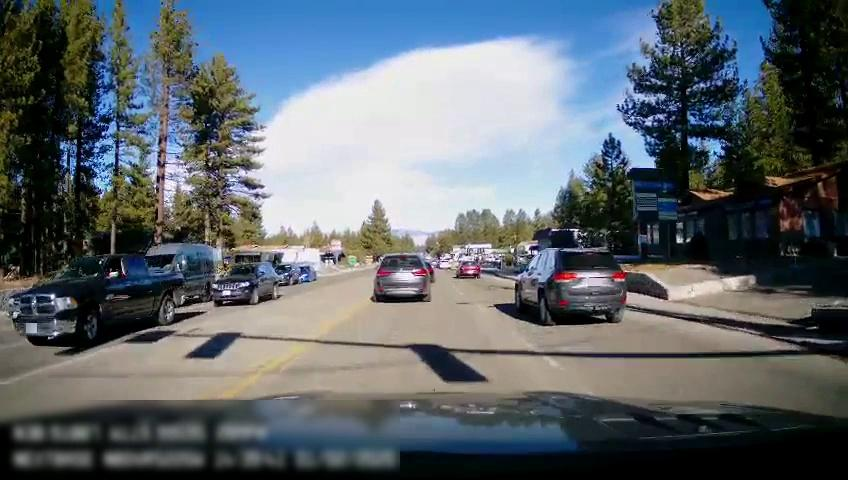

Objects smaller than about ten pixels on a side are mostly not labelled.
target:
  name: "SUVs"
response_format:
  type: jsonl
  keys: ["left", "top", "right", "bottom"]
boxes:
{"left": 513, "top": 246, "right": 626, "bottom": 322}
{"left": 208, "top": 261, "right": 282, "bottom": 307}
{"left": 374, "top": 254, "right": 433, "bottom": 302}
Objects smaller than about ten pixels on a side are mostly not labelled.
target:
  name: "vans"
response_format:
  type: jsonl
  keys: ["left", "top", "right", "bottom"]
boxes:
{"left": 142, "top": 241, "right": 221, "bottom": 302}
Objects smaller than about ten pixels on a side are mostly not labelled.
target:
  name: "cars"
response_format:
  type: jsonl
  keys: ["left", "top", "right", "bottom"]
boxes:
{"left": 275, "top": 263, "right": 302, "bottom": 287}
{"left": 456, "top": 260, "right": 481, "bottom": 281}
{"left": 295, "top": 263, "right": 316, "bottom": 282}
